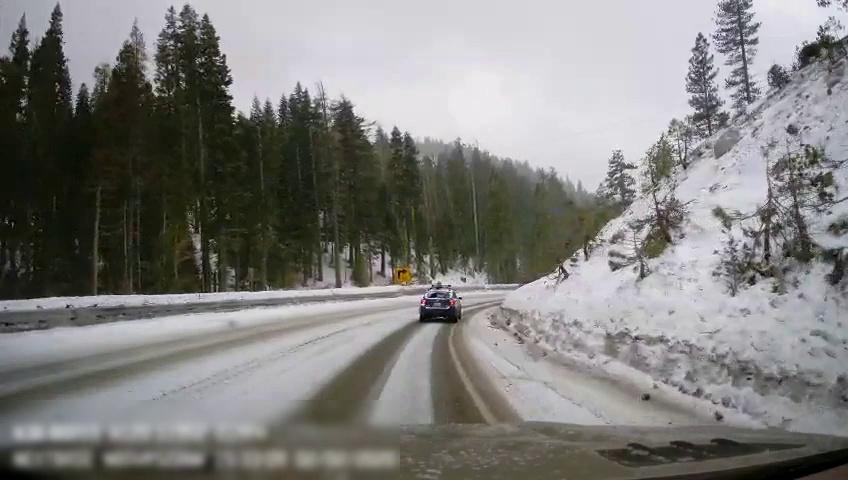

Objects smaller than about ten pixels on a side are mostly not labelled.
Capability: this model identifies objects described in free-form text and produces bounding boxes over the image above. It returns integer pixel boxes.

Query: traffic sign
[395,267,410,282]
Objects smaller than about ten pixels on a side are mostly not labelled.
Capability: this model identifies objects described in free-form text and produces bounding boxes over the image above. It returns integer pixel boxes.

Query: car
[419,284,463,325]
